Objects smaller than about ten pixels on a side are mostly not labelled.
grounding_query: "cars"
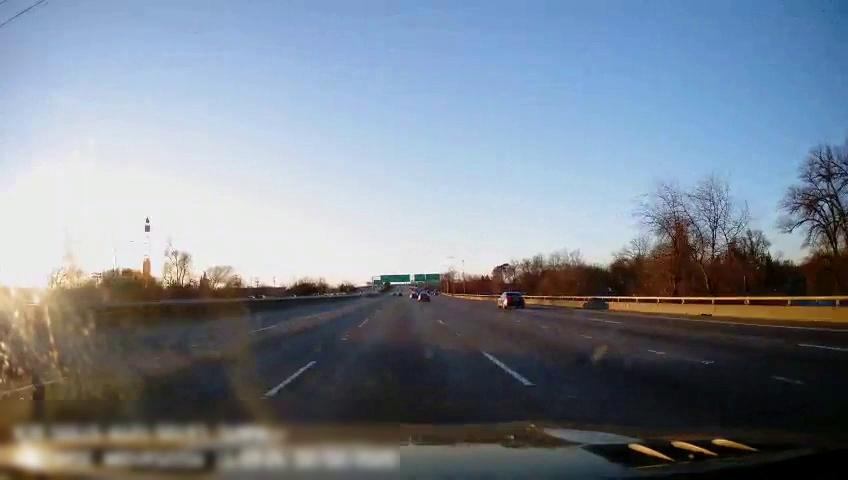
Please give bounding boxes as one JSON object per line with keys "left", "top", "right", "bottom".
{"left": 495, "top": 291, "right": 525, "bottom": 310}
{"left": 419, "top": 292, "right": 430, "bottom": 302}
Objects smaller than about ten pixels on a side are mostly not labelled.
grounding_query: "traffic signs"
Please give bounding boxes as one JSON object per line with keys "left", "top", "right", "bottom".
{"left": 414, "top": 273, "right": 425, "bottom": 282}
{"left": 426, "top": 273, "right": 440, "bottom": 282}
{"left": 380, "top": 274, "right": 409, "bottom": 283}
